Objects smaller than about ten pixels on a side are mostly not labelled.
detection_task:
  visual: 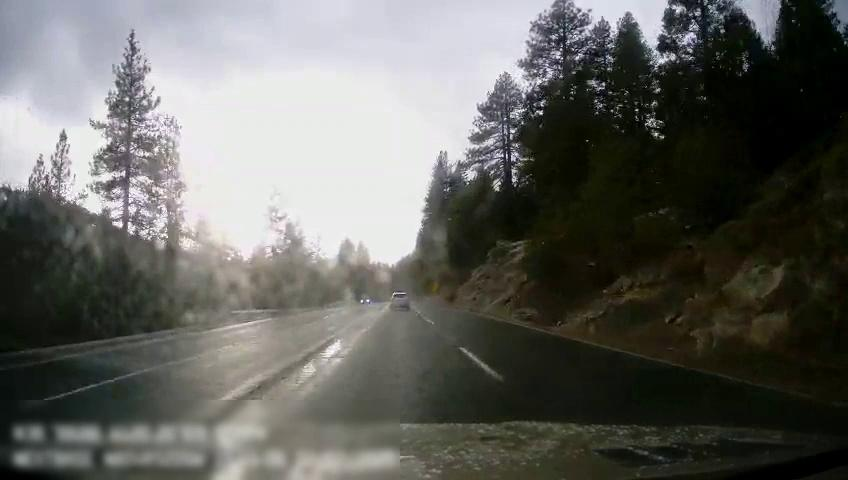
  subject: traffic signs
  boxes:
[431,281,440,292]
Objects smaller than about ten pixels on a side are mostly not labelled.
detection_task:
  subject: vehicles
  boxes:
[359,296,371,305]
[388,291,411,311]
